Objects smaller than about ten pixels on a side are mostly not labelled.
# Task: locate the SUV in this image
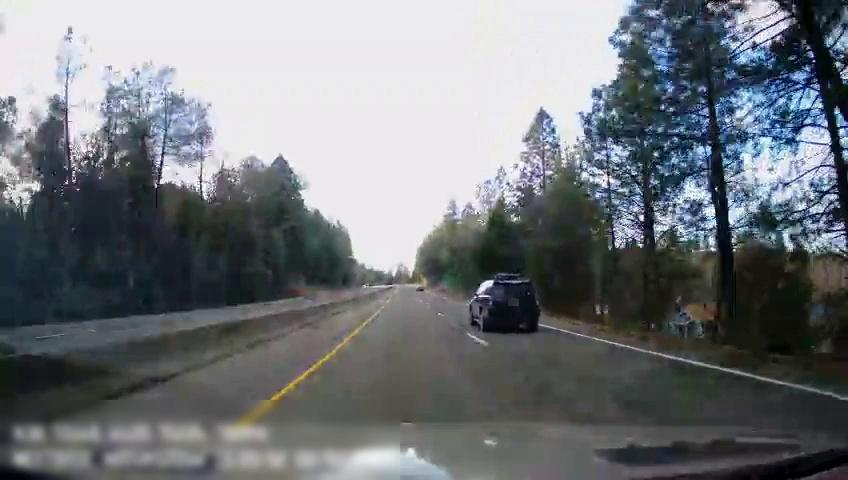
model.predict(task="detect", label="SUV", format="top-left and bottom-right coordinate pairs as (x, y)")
top-left (468, 273), bottom-right (542, 333)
